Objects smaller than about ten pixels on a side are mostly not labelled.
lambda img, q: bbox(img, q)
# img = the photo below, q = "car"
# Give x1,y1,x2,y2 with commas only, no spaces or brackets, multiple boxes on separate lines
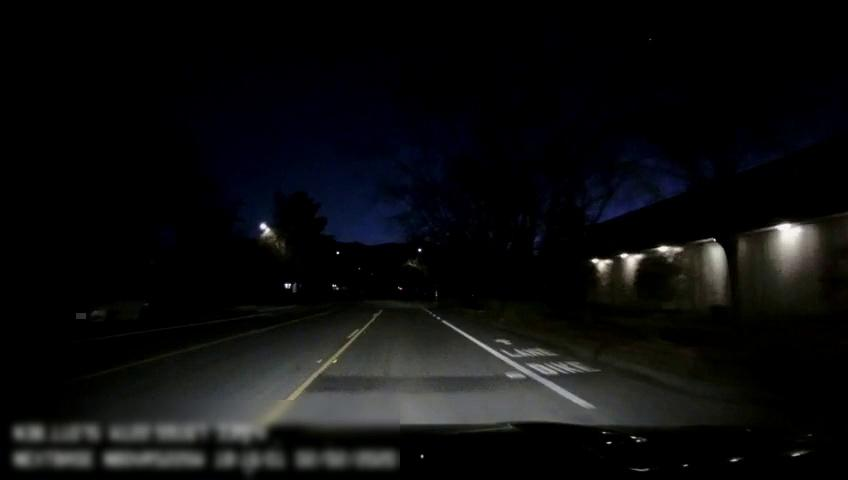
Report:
75,289,149,329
